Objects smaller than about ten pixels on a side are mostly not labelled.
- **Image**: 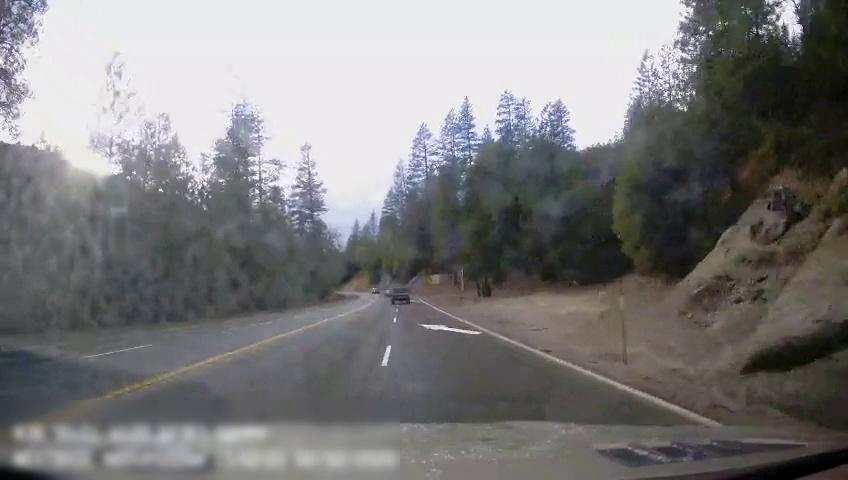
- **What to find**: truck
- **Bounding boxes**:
[390,287,410,304]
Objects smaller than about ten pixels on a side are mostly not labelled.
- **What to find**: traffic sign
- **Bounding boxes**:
[429,274,440,285]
